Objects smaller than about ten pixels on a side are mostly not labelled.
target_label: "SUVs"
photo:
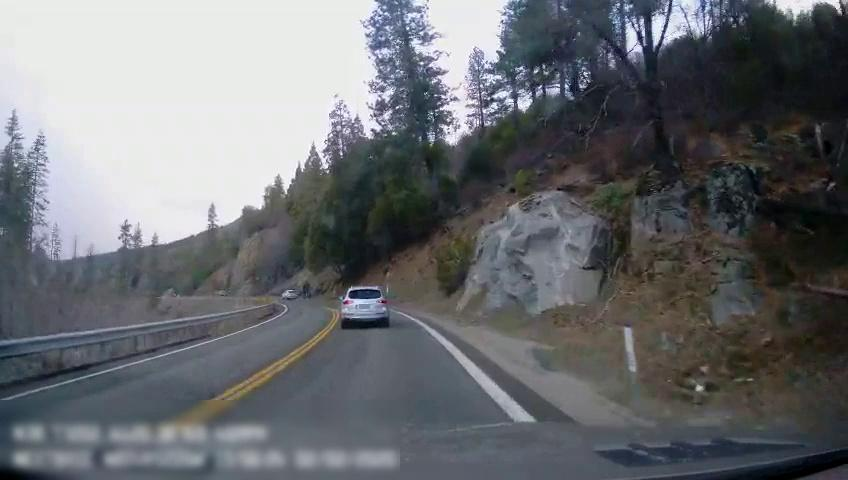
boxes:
[282,289,298,301]
[338,287,390,329]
